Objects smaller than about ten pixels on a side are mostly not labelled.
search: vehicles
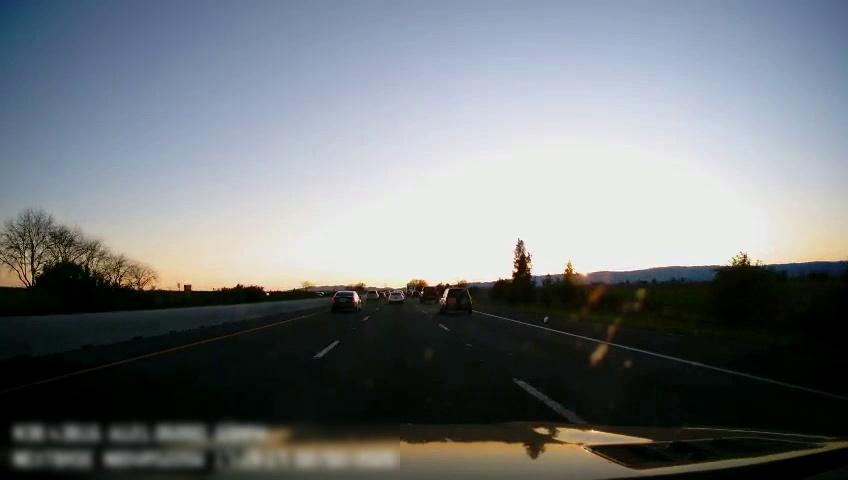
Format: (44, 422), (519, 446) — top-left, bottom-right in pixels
(331, 290), (362, 313)
(405, 283), (415, 297)
(366, 289), (380, 302)
(419, 286), (439, 304)
(439, 286), (473, 315)
(388, 291), (403, 304)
